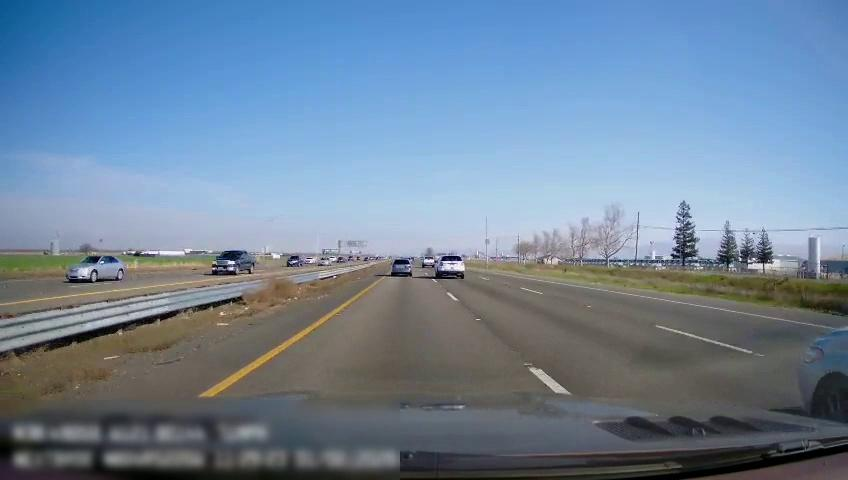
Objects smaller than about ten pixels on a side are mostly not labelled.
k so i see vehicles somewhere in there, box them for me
[391,258,413,277]
[336,256,346,264]
[434,255,465,279]
[317,257,332,267]
[328,256,337,262]
[210,250,258,276]
[286,255,304,268]
[64,254,128,283]
[421,257,435,269]
[798,326,848,426]
[303,257,315,264]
